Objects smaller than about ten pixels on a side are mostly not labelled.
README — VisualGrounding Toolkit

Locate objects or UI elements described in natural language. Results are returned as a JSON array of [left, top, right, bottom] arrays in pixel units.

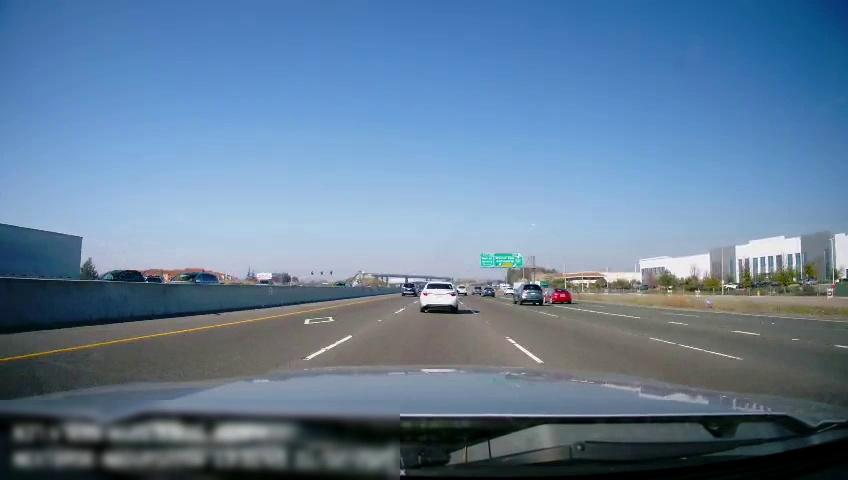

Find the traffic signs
[[480, 252, 524, 270]]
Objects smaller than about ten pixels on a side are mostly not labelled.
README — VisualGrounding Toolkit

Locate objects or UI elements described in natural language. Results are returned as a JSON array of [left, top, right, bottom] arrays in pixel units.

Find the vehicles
[[543, 288, 572, 305], [419, 279, 461, 314], [471, 286, 482, 296], [482, 287, 495, 298], [0, 223, 84, 281], [401, 282, 418, 297], [141, 276, 166, 284], [163, 272, 225, 285], [529, 280, 550, 293], [455, 285, 468, 297], [256, 272, 290, 286], [513, 284, 544, 306], [97, 269, 147, 283], [512, 281, 526, 291], [503, 288, 515, 296]]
